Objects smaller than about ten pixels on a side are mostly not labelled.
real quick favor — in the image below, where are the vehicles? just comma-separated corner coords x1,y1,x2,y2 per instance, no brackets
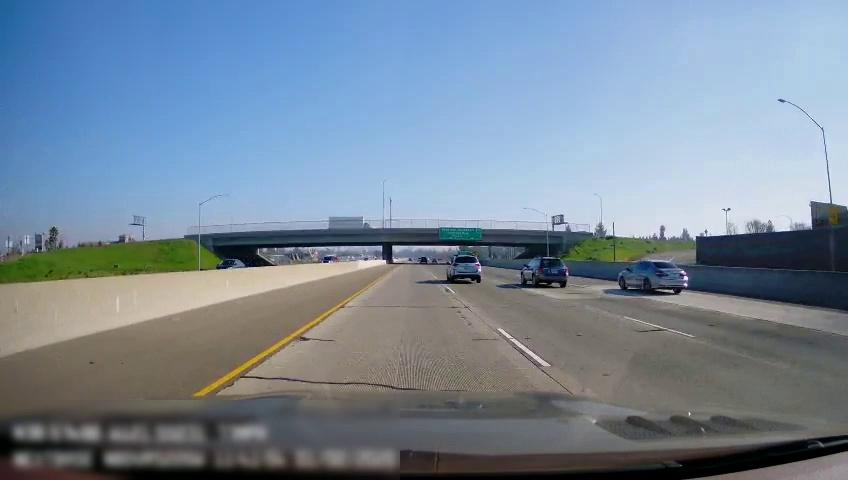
215,258,246,271
617,260,689,296
445,254,482,283
321,256,337,264
520,257,569,288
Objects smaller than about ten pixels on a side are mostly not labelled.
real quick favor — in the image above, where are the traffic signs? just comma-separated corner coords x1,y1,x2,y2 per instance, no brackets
824,207,841,225
438,226,484,241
